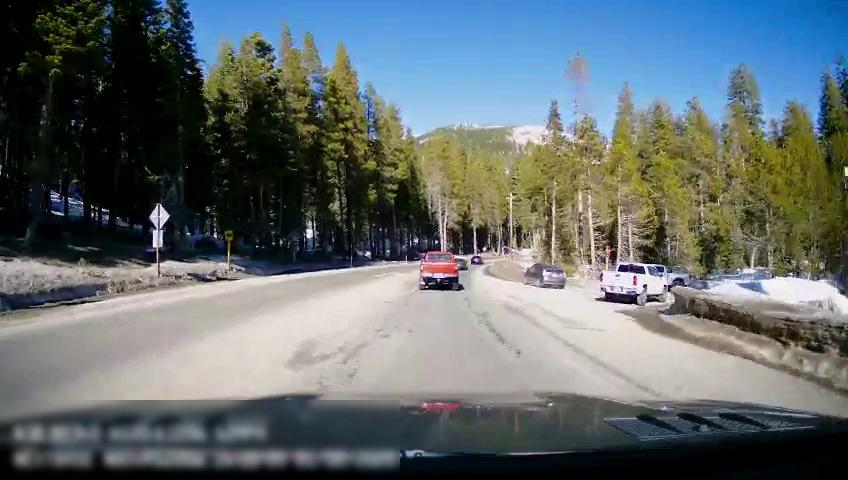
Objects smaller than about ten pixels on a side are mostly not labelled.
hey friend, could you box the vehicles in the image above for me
[599,262,669,306]
[456,258,469,270]
[654,262,692,290]
[418,251,459,289]
[522,263,568,290]
[471,254,483,265]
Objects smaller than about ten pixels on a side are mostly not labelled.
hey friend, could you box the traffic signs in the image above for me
[223,229,234,242]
